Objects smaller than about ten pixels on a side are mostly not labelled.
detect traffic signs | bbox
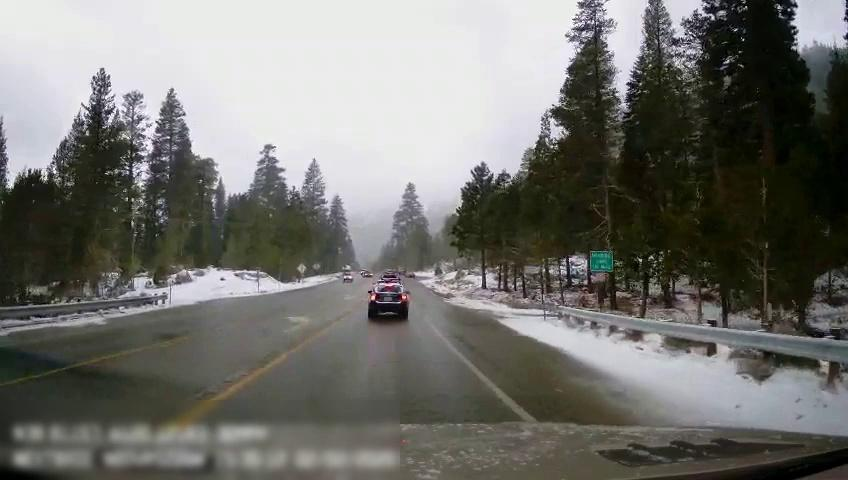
[588,249,615,274]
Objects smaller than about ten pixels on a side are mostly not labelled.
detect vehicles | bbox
[341,264,352,276]
[367,277,410,319]
[343,272,354,283]
[404,271,416,278]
